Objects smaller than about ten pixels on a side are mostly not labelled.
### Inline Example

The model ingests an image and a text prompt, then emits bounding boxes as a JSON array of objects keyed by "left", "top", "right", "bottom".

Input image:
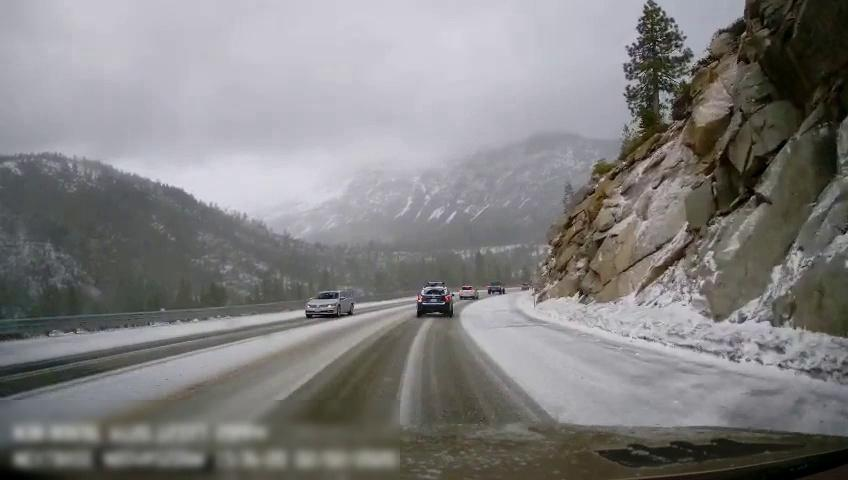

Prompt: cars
[
  {"left": 459, "top": 285, "right": 480, "bottom": 300},
  {"left": 304, "top": 289, "right": 355, "bottom": 319}
]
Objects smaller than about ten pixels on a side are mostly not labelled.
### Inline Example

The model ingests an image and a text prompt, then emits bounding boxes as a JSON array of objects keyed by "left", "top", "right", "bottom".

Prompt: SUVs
[{"left": 416, "top": 281, "right": 455, "bottom": 319}]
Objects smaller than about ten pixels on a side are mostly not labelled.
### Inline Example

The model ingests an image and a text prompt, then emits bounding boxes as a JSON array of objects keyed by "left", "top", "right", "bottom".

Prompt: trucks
[{"left": 487, "top": 280, "right": 506, "bottom": 295}]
